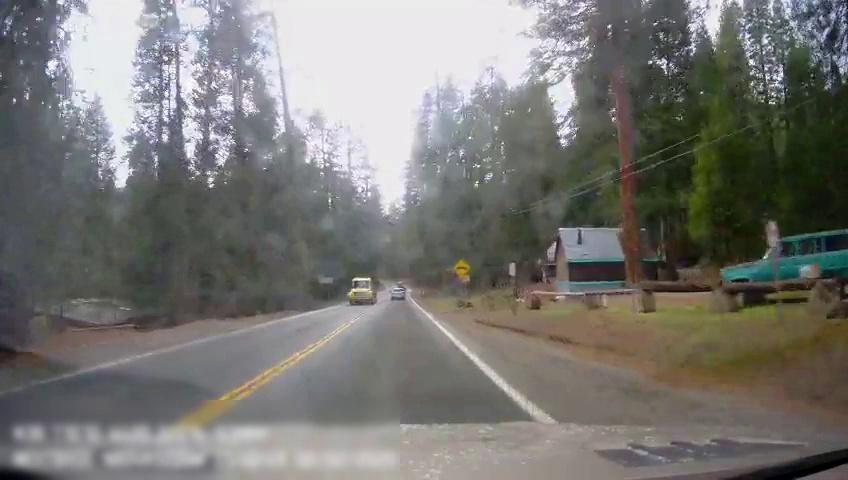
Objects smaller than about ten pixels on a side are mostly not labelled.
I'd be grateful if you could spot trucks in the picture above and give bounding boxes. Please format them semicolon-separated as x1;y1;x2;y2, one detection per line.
349;277;377;305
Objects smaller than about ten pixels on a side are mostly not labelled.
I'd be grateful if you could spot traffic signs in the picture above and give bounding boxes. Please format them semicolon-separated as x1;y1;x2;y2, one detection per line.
453;258;471;277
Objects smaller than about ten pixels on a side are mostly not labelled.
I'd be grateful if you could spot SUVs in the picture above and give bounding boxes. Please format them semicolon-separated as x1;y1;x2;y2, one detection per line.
391;287;406;301
720;227;848;305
